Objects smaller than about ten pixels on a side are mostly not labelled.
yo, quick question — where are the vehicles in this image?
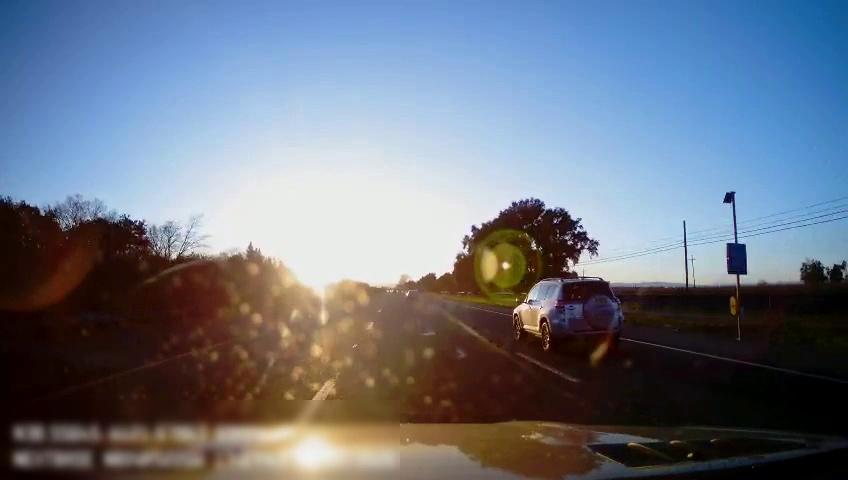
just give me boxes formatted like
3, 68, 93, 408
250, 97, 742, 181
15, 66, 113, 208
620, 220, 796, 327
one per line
406, 289, 418, 299
511, 277, 624, 356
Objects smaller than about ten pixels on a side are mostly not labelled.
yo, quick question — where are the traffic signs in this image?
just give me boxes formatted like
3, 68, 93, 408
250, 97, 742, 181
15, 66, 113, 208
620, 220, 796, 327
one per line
725, 242, 748, 275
